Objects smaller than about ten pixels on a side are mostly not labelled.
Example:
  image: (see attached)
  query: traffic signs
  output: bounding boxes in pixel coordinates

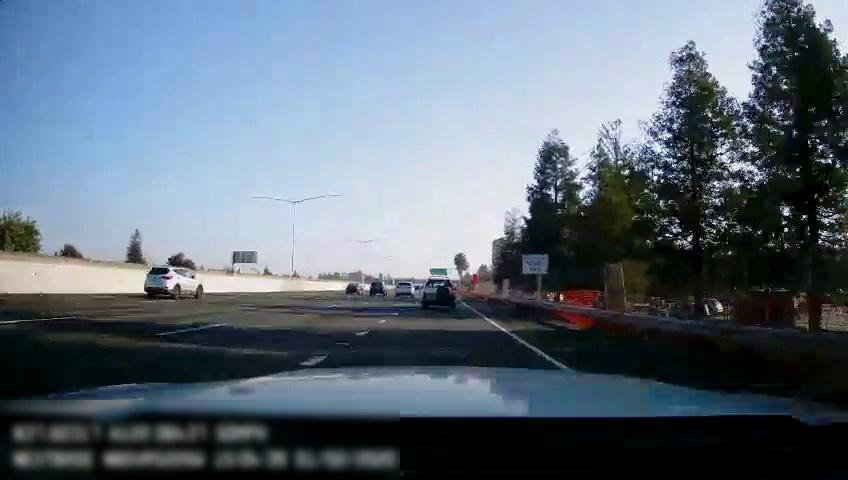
[522,255,549,277]
[430,268,449,277]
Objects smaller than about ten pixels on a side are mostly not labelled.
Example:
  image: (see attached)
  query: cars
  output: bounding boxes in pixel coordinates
[345,282,366,296]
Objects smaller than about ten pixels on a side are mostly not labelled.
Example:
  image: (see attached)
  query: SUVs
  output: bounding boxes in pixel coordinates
[395,280,415,298]
[369,281,389,297]
[143,267,206,302]
[421,277,457,311]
